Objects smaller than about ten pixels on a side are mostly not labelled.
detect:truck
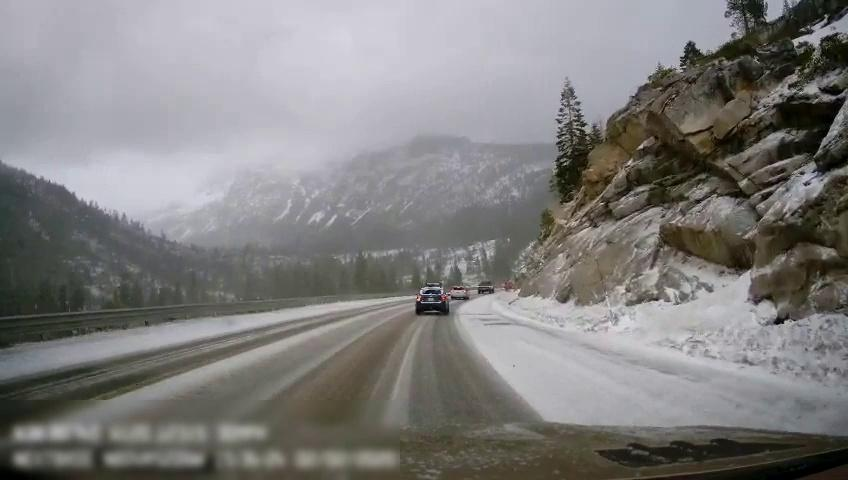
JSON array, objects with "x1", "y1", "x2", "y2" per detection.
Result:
[{"x1": 477, "y1": 280, "x2": 495, "y2": 294}]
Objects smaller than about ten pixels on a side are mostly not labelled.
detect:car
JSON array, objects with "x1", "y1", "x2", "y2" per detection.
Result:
[{"x1": 450, "y1": 286, "x2": 470, "y2": 301}]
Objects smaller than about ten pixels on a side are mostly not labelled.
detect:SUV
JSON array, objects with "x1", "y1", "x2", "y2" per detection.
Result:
[{"x1": 415, "y1": 281, "x2": 451, "y2": 316}]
